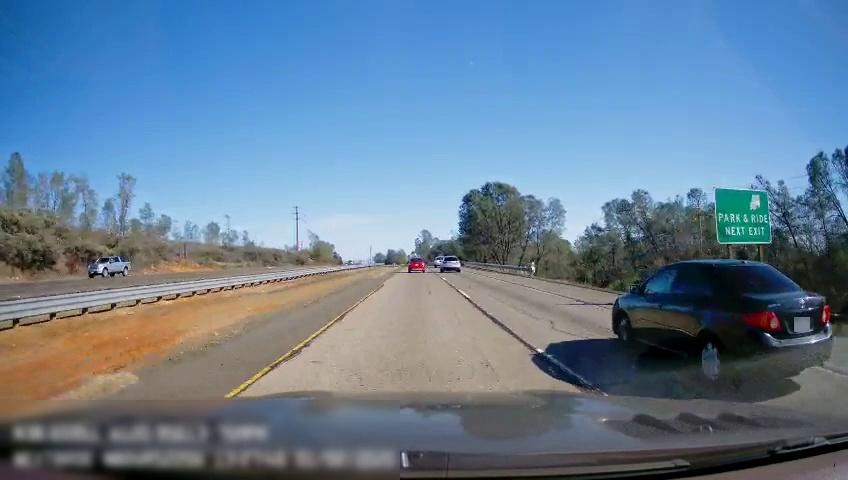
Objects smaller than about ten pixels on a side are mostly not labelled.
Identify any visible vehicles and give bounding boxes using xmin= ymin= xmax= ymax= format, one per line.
xmin=439 ymin=255 xmax=462 ymax=273
xmin=407 ymin=257 xmax=427 ymax=274
xmin=87 ymin=256 xmax=130 ymax=279
xmin=610 ymin=260 xmax=834 ymax=388
xmin=434 ymin=256 xmax=443 ymax=267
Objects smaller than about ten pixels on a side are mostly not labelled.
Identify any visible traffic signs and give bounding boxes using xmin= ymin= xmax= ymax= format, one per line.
xmin=714 ymin=188 xmax=772 ymax=245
